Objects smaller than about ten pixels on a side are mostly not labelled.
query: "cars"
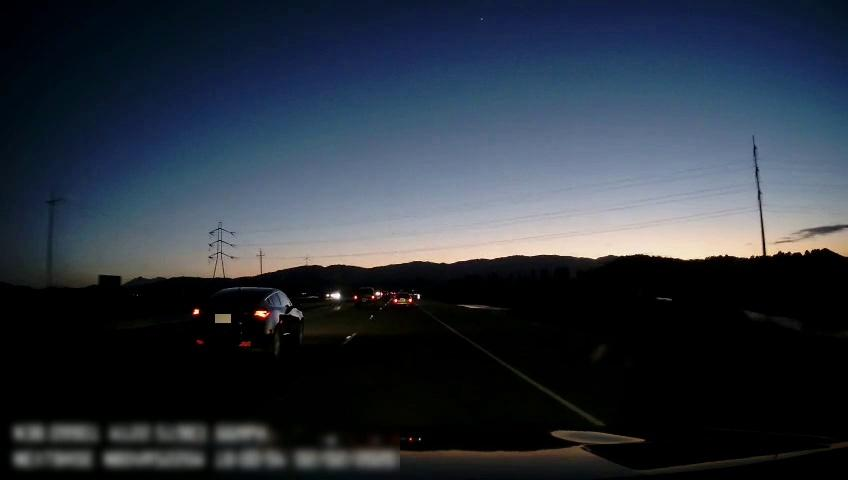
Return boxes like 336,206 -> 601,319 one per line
355,287 -> 376,304
394,291 -> 413,307
186,286 -> 306,354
